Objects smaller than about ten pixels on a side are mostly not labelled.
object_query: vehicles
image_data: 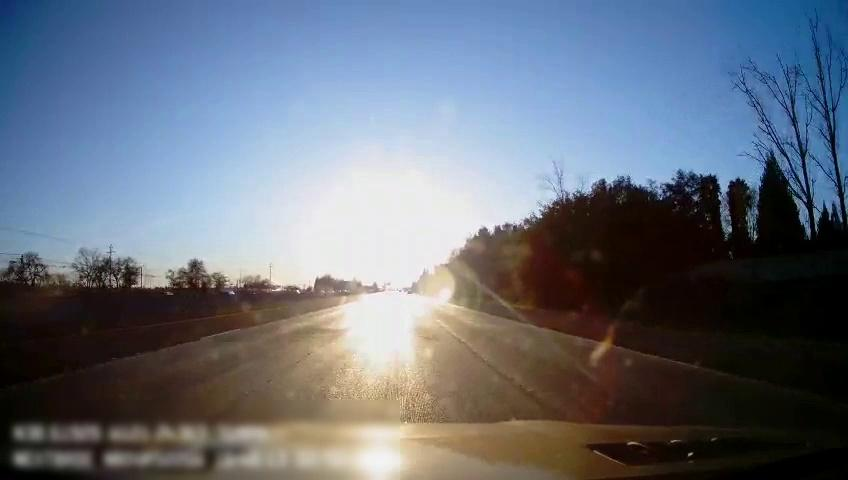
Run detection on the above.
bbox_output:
[217,291,236,298]
[157,292,174,297]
